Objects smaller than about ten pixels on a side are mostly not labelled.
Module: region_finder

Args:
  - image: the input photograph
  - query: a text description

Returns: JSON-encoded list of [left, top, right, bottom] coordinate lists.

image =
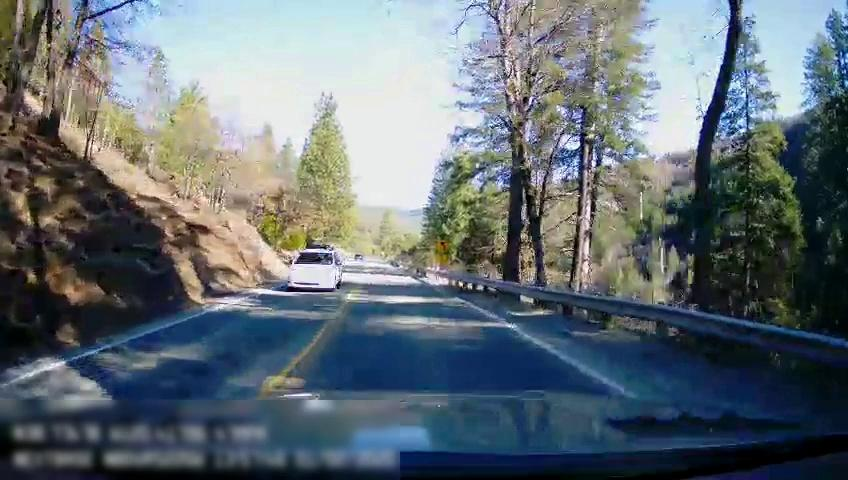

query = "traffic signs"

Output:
[[439, 253, 448, 264], [438, 240, 448, 252]]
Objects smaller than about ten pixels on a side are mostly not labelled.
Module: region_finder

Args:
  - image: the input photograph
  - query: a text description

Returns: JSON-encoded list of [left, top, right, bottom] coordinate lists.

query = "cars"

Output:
[[282, 249, 345, 293]]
